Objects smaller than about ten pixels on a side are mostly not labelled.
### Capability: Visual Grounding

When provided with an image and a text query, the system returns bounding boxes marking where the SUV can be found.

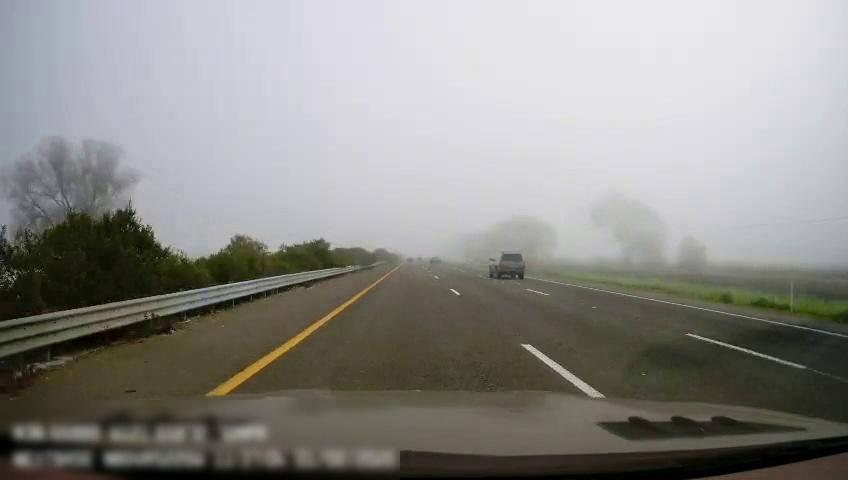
[488,253,524,280]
